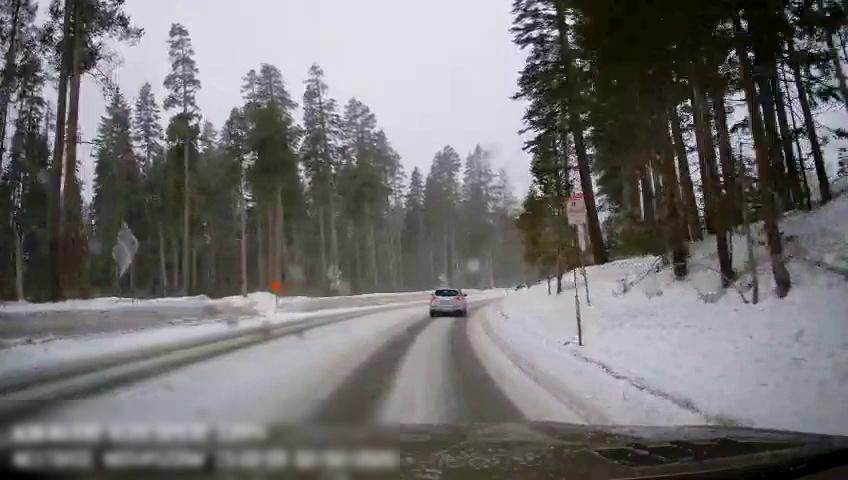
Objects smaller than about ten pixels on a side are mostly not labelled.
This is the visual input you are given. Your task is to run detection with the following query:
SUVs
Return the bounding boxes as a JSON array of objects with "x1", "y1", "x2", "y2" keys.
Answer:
[{"x1": 429, "y1": 287, "x2": 467, "y2": 318}]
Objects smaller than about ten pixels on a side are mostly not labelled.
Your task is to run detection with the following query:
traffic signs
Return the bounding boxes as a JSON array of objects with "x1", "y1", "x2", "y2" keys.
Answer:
[
  {"x1": 566, "y1": 196, "x2": 585, "y2": 226},
  {"x1": 110, "y1": 218, "x2": 140, "y2": 279}
]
